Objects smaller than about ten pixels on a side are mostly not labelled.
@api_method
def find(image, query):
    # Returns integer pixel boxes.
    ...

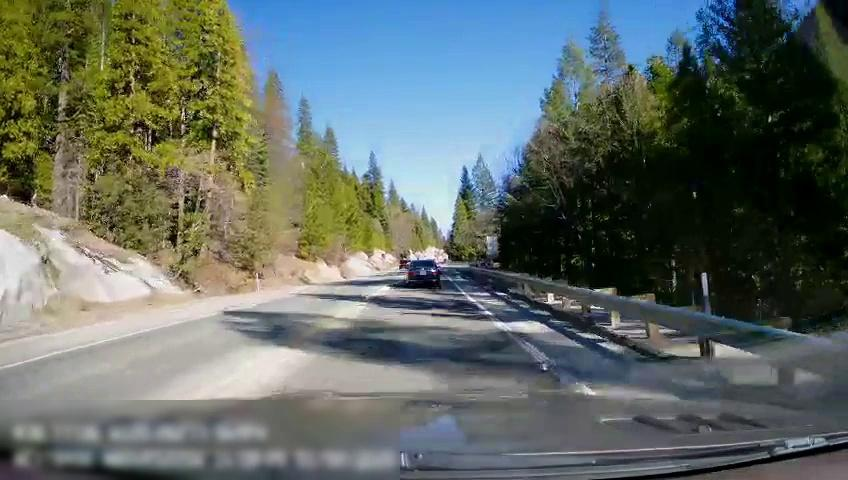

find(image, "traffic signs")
[486,235,499,257]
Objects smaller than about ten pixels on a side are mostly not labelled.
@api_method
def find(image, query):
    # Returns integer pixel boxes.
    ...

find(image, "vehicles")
[407,259,442,287]
[399,259,412,270]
